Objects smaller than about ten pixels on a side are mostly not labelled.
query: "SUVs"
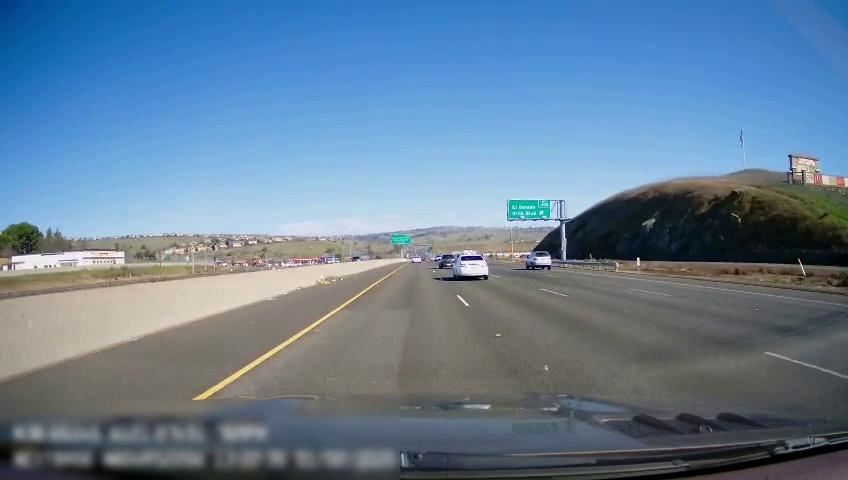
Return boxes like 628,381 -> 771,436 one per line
525,251 -> 551,270
411,255 -> 422,263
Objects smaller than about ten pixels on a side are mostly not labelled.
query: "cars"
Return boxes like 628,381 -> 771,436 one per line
438,254 -> 457,269
452,254 -> 489,280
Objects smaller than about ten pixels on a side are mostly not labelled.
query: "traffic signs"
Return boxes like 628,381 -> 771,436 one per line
390,233 -> 412,245
506,198 -> 554,220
